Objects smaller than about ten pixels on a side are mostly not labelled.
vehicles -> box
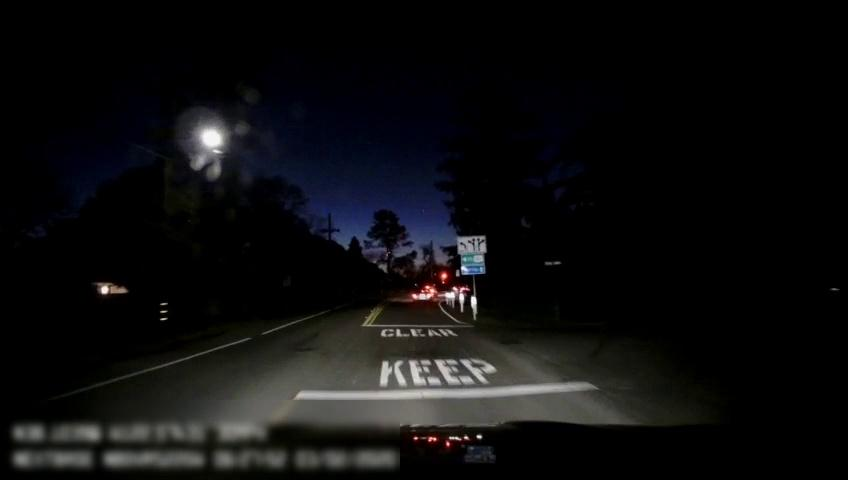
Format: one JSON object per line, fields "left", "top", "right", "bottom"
{"left": 422, "top": 284, "right": 438, "bottom": 298}
{"left": 413, "top": 288, "right": 432, "bottom": 304}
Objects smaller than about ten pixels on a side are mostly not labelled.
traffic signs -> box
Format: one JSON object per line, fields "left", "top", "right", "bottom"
{"left": 461, "top": 253, "right": 486, "bottom": 274}
{"left": 457, "top": 237, "right": 487, "bottom": 254}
